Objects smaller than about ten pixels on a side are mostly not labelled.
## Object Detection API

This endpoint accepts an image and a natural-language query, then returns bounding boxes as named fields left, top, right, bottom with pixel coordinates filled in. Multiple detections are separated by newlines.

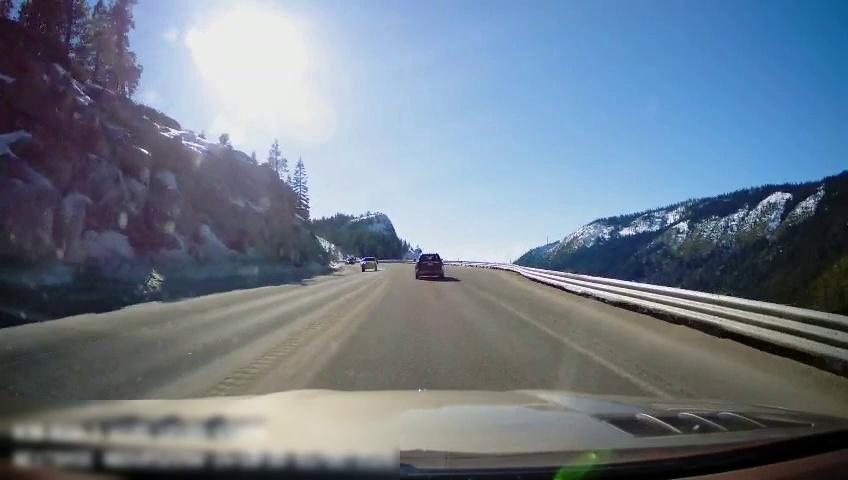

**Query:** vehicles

left=414, top=252, right=445, bottom=280
left=361, top=256, right=378, bottom=272
left=344, top=256, right=356, bottom=264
